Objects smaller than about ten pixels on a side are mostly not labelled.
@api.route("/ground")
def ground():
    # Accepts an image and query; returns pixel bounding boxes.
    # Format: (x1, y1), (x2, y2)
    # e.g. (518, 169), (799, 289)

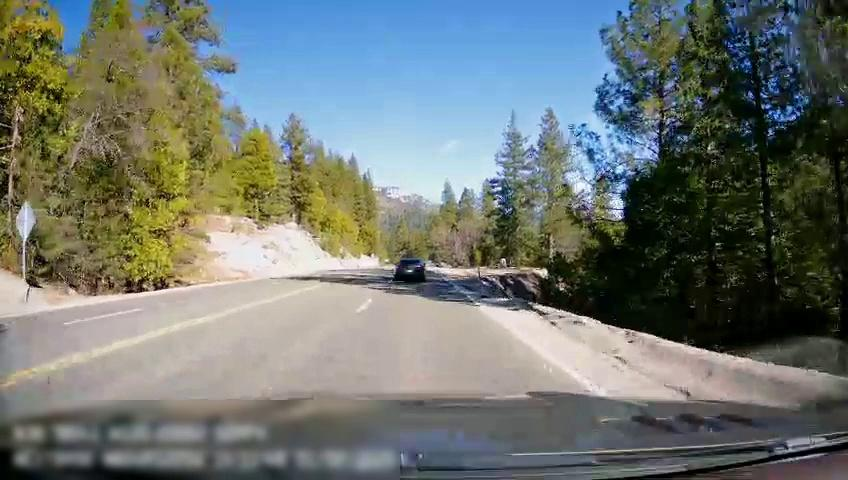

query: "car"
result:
(396, 258), (425, 280)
